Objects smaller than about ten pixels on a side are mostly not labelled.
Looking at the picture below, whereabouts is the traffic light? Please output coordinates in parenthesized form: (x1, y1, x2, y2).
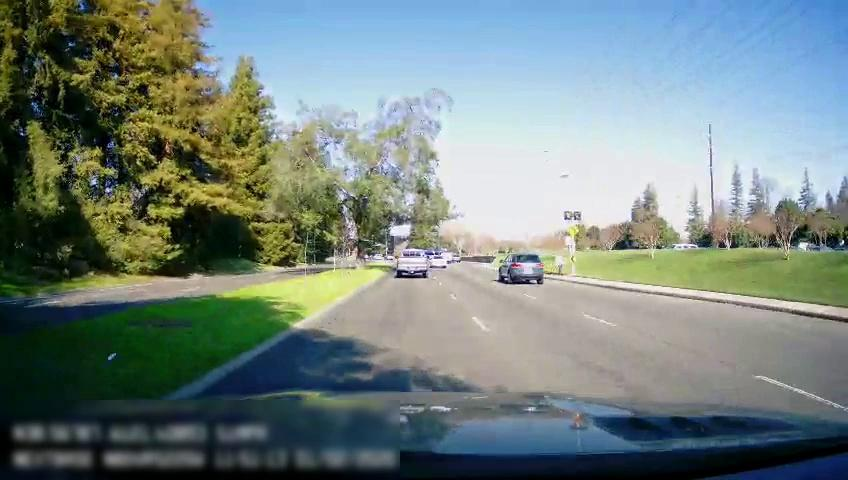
(562, 209, 582, 221)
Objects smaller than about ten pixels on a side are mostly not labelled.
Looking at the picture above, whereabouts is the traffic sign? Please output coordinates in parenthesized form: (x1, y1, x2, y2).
(566, 223, 580, 238)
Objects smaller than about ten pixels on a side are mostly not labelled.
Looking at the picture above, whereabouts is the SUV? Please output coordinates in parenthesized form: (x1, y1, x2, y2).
(497, 252, 545, 286)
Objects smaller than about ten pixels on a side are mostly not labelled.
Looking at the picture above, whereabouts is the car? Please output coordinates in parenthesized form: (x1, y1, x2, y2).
(429, 254, 447, 269)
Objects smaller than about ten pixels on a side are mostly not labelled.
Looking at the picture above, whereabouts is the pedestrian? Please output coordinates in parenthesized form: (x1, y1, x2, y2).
(554, 257, 565, 274)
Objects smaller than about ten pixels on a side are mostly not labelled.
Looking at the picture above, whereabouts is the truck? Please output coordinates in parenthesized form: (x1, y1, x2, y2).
(396, 248, 428, 278)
